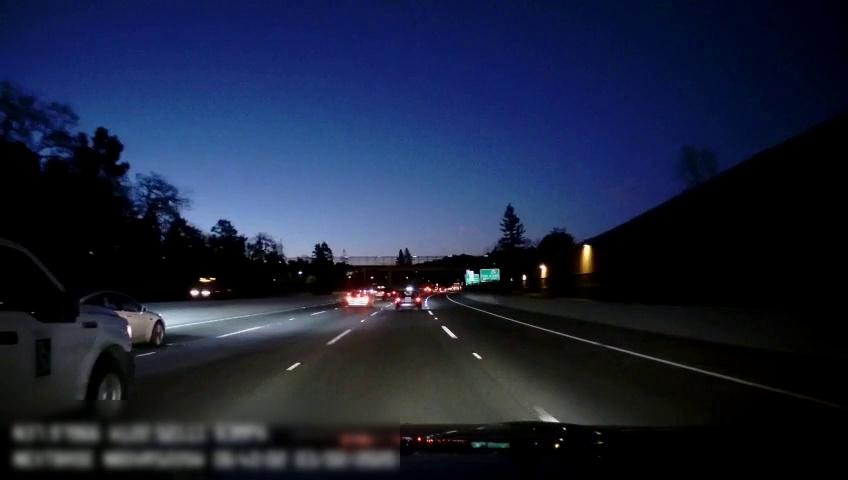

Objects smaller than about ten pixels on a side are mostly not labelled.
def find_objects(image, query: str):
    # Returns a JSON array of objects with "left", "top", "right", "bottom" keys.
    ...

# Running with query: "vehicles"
[
  {"left": 0, "top": 237, "right": 135, "bottom": 438},
  {"left": 347, "top": 290, "right": 373, "bottom": 309},
  {"left": 395, "top": 290, "right": 422, "bottom": 311},
  {"left": 76, "top": 289, "right": 166, "bottom": 348},
  {"left": 382, "top": 287, "right": 399, "bottom": 301},
  {"left": 375, "top": 288, "right": 385, "bottom": 297},
  {"left": 190, "top": 277, "right": 233, "bottom": 301}
]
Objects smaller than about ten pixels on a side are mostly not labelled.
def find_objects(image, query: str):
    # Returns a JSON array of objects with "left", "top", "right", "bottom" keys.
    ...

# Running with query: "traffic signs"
[
  {"left": 480, "top": 268, "right": 500, "bottom": 281},
  {"left": 466, "top": 274, "right": 480, "bottom": 284}
]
